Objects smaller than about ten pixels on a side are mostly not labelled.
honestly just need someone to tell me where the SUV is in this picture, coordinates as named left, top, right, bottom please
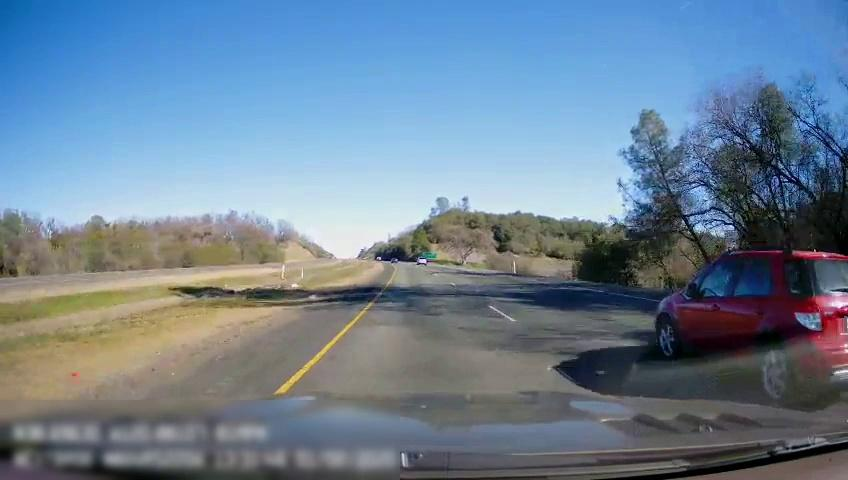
left=417, top=257, right=427, bottom=265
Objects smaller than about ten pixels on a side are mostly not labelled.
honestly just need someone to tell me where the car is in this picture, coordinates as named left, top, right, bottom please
left=653, top=247, right=848, bottom=408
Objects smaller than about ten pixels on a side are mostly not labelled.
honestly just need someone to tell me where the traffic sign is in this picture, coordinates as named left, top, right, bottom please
left=422, top=251, right=440, bottom=260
